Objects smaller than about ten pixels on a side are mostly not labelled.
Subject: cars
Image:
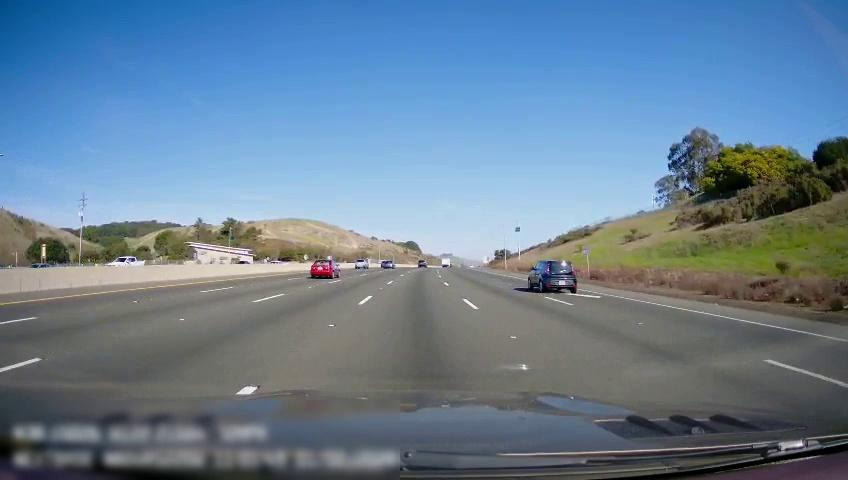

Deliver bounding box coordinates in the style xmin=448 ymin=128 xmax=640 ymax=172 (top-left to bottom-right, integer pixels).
xmin=31 ymin=262 xmax=50 ymax=268
xmin=526 ymin=259 xmax=577 ymax=294
xmin=383 ymin=260 xmax=395 ymax=269
xmin=310 ymin=258 xmax=341 ymax=280
xmin=355 ymin=258 xmax=369 ymax=270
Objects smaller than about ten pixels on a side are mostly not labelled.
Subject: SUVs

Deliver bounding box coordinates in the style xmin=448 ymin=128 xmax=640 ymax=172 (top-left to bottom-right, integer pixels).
xmin=417 ymin=259 xmax=427 ymax=268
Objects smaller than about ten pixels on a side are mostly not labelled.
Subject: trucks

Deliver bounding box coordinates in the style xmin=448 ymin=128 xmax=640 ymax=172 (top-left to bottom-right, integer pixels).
xmin=440 ymin=257 xmax=451 ymax=268
xmin=109 ymin=255 xmax=145 ymax=266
